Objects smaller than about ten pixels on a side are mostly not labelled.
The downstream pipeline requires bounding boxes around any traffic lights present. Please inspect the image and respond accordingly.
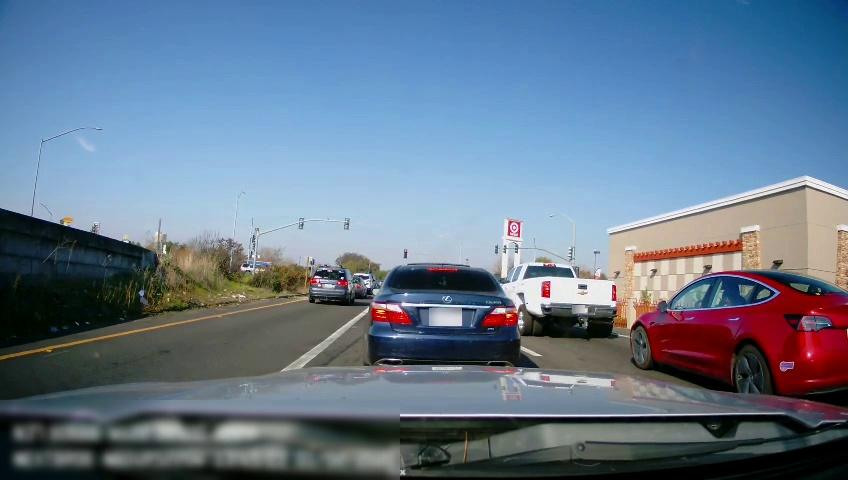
[567,247,573,261]
[403,248,408,260]
[502,243,507,255]
[513,242,519,256]
[494,244,499,255]
[297,217,305,230]
[343,217,350,231]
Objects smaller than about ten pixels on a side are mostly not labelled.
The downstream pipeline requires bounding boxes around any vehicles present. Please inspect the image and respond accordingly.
[307,263,355,307]
[361,262,522,367]
[493,262,618,337]
[350,274,370,300]
[239,262,266,274]
[353,272,376,296]
[628,267,848,408]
